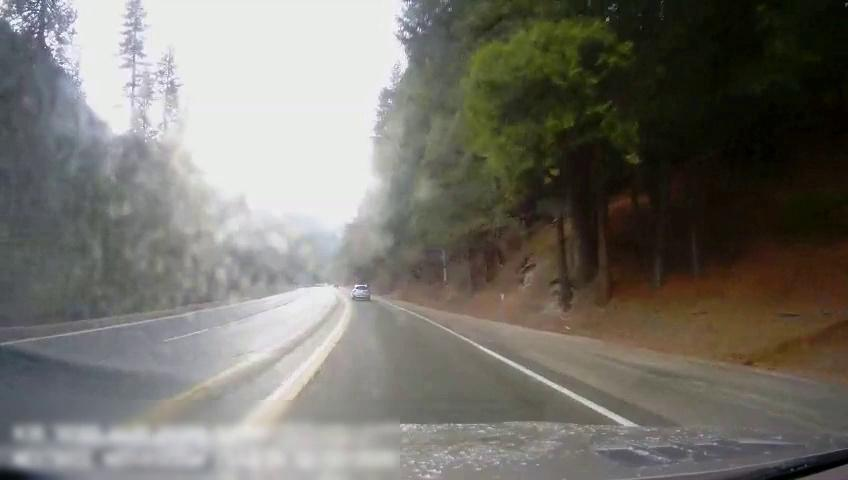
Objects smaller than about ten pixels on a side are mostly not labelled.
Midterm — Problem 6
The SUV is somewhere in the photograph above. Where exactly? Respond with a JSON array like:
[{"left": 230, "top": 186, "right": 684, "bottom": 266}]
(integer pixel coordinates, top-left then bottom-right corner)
[{"left": 351, "top": 284, "right": 371, "bottom": 300}]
